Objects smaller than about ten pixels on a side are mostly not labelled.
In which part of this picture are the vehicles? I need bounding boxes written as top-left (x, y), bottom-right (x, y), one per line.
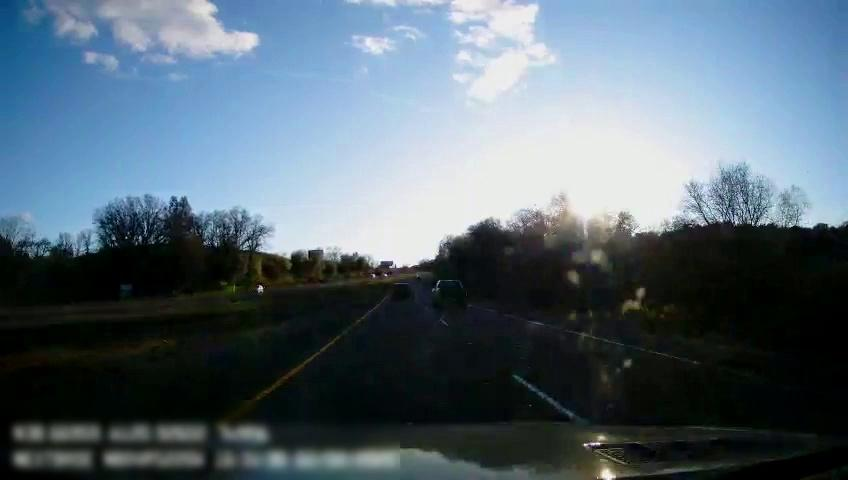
top-left (432, 280), bottom-right (466, 309)
top-left (392, 282), bottom-right (410, 299)
top-left (248, 284), bottom-right (265, 296)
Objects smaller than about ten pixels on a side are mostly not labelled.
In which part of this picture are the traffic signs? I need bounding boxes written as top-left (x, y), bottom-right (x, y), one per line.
top-left (380, 261), bottom-right (394, 267)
